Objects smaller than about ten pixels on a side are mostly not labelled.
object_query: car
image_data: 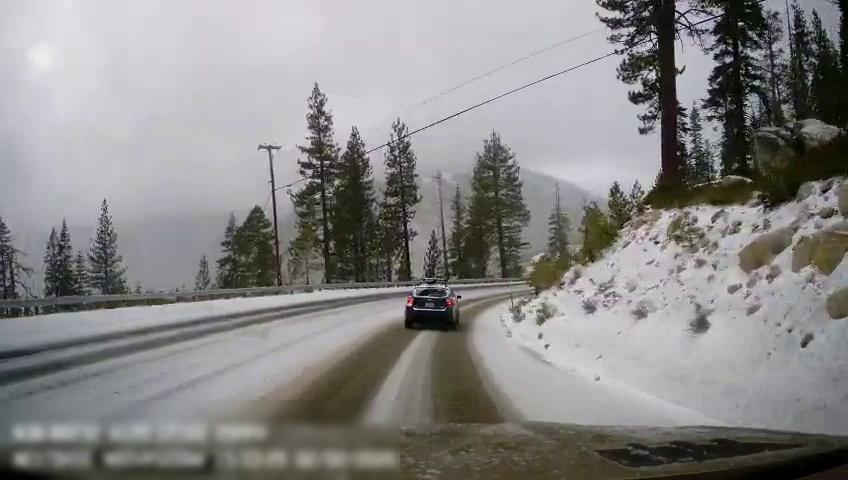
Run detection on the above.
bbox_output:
[404,277,462,331]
